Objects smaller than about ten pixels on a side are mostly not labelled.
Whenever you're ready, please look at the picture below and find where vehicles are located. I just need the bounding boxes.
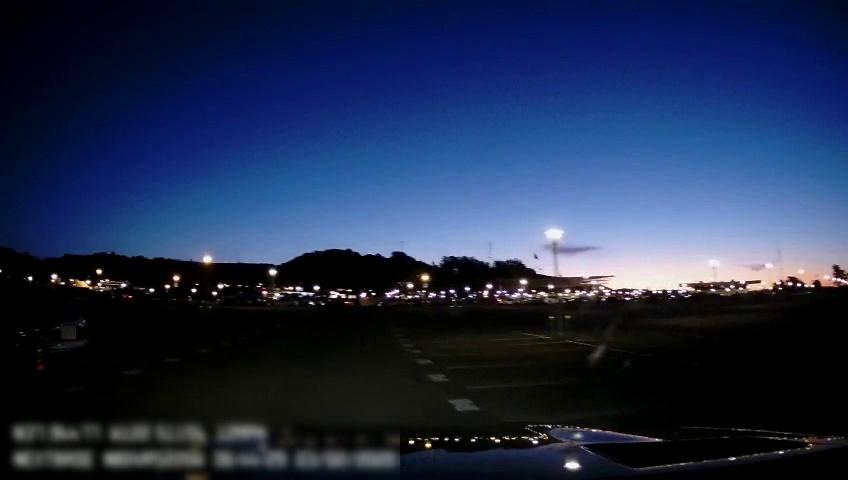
[545,295,566,305]
[0,297,89,360]
[266,297,299,307]
[0,315,47,388]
